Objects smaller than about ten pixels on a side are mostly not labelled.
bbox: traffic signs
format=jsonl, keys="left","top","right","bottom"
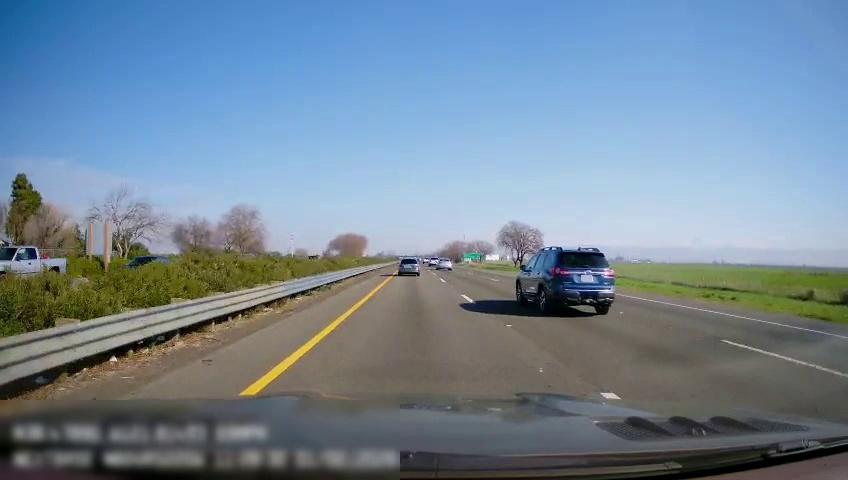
{"left": 463, "top": 252, "right": 481, "bottom": 259}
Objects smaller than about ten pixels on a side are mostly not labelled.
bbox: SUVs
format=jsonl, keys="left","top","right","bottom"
{"left": 396, "top": 257, "right": 419, "bottom": 277}
{"left": 428, "top": 257, "right": 440, "bottom": 268}
{"left": 515, "top": 250, "right": 616, "bottom": 316}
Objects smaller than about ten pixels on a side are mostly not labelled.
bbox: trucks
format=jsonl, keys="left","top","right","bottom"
{"left": 0, "top": 246, "right": 67, "bottom": 282}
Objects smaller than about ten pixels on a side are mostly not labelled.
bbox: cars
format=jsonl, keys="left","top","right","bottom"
{"left": 435, "top": 257, "right": 453, "bottom": 271}
{"left": 127, "top": 255, "right": 172, "bottom": 270}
